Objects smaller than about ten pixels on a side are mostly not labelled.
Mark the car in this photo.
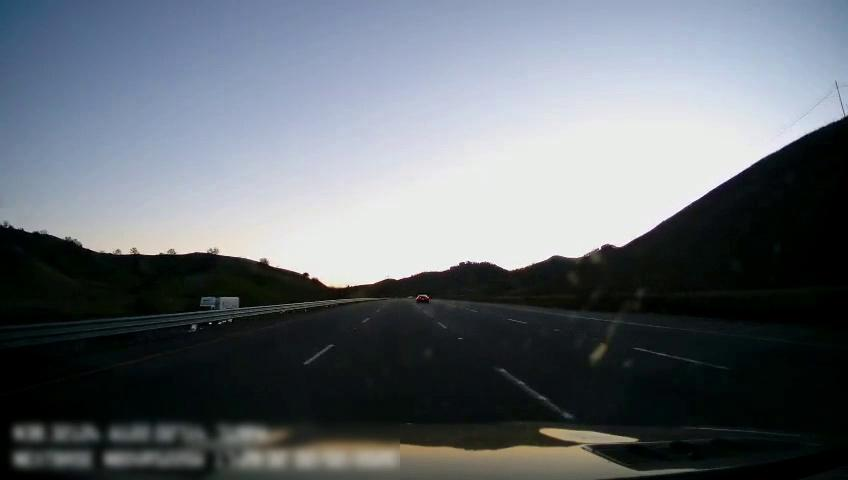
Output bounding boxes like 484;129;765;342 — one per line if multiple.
416;294;429;304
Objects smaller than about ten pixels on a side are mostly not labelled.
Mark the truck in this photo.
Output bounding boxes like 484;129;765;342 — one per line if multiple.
193;296;242;324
